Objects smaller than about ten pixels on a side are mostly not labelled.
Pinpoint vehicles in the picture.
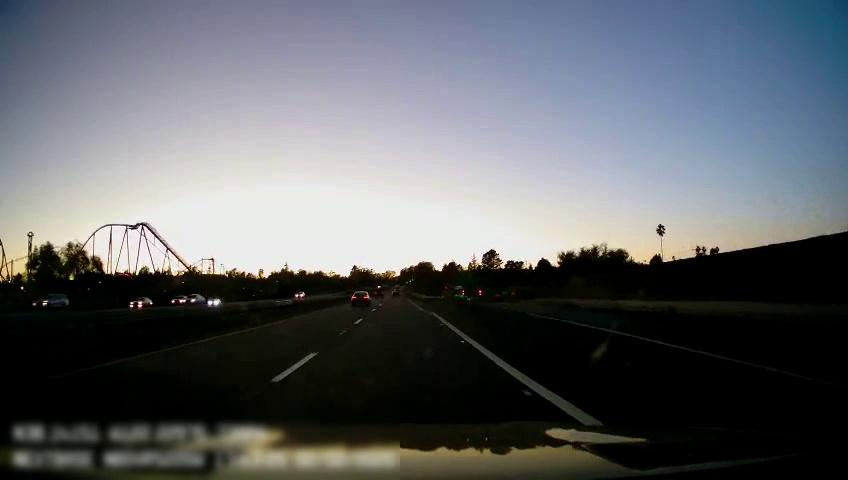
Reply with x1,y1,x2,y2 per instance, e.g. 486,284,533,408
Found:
207,298,221,308
172,296,186,305
32,292,69,311
350,290,372,307
185,294,202,304
131,298,152,309
294,291,306,299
